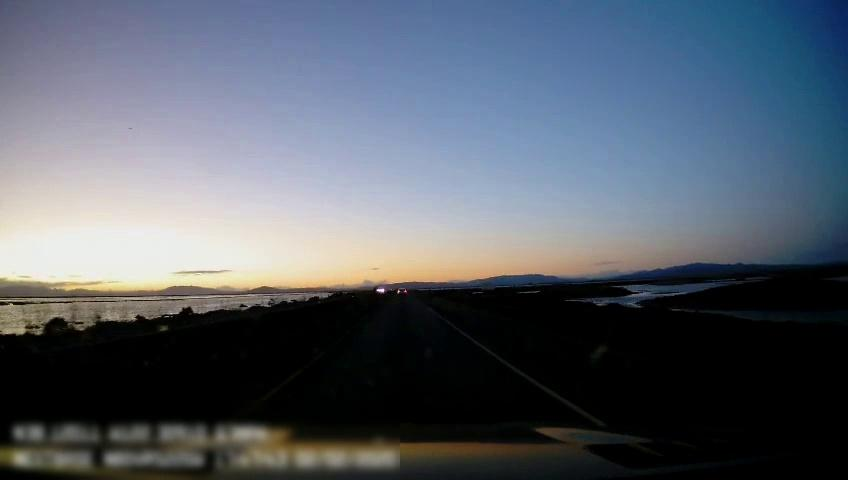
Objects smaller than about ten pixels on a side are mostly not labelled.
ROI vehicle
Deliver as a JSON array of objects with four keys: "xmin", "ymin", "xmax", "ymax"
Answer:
[{"xmin": 397, "ymin": 288, "xmax": 408, "ymax": 296}]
